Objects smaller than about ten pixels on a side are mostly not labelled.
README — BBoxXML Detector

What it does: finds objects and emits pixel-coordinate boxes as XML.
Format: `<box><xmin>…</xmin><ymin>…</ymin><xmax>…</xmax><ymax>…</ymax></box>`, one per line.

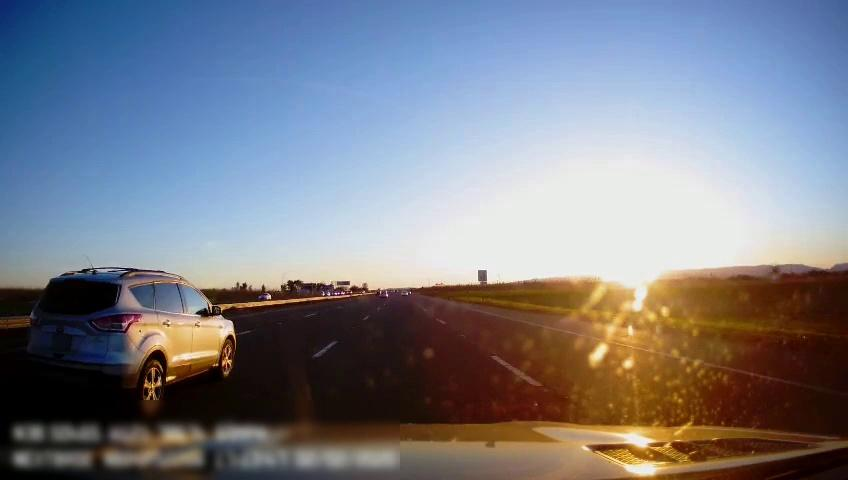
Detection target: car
<box><xmin>258</xmin><ymin>293</ymin><xmax>272</xmax><ymax>301</ymax></box>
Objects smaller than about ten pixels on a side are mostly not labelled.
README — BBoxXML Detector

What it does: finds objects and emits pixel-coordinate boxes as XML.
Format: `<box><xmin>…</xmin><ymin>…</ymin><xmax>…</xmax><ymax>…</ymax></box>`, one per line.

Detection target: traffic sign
<box><xmin>478</xmin><ymin>269</ymin><xmax>487</xmax><ymax>281</ymax></box>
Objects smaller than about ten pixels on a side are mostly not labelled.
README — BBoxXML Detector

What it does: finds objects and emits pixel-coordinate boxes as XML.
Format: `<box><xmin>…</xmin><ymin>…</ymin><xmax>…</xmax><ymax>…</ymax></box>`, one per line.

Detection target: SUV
<box><xmin>23</xmin><ymin>267</ymin><xmax>238</xmax><ymax>417</ymax></box>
